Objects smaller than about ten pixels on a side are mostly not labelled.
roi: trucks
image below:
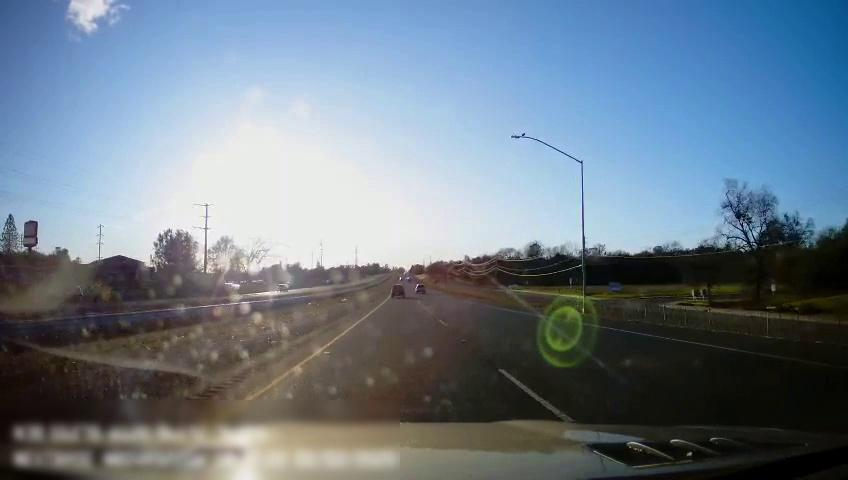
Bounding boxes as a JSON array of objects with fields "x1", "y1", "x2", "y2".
[{"x1": 390, "y1": 284, "x2": 405, "y2": 298}]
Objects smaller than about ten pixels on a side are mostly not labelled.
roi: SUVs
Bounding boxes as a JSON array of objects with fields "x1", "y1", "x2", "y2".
[
  {"x1": 276, "y1": 284, "x2": 289, "y2": 292},
  {"x1": 415, "y1": 284, "x2": 426, "y2": 293}
]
